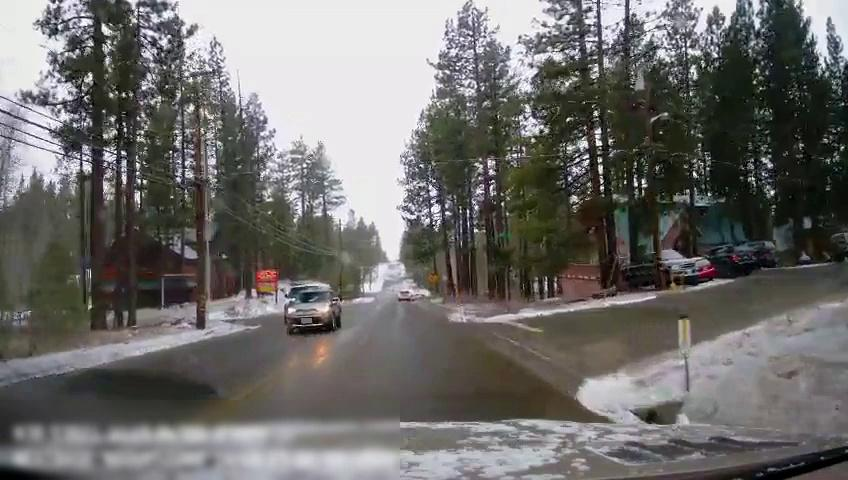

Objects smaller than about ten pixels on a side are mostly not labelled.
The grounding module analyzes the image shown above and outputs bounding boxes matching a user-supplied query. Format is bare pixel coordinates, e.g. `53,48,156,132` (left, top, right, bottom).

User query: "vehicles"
662,249,700,285
281,284,329,323
690,257,715,283
398,288,415,303
285,290,343,336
